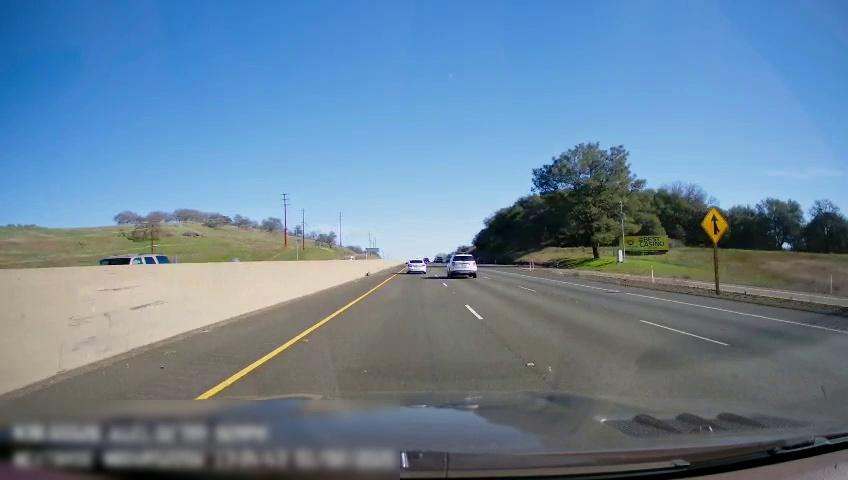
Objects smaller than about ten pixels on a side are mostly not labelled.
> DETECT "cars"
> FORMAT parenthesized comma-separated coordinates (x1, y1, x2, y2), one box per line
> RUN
(407, 259, 426, 273)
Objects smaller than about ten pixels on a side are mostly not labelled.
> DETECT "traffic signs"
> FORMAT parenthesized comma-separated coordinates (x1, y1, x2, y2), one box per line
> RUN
(700, 207, 731, 243)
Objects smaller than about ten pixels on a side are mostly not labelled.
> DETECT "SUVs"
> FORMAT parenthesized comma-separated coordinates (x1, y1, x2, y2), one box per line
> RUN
(445, 254, 477, 279)
(94, 254, 172, 267)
